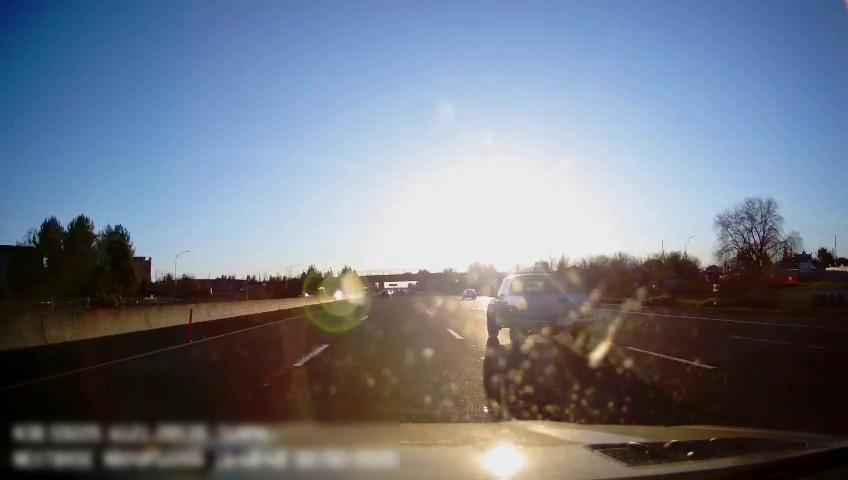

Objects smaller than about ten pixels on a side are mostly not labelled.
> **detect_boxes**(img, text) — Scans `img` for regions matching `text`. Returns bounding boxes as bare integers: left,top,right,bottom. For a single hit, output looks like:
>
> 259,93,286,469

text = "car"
462,288,477,300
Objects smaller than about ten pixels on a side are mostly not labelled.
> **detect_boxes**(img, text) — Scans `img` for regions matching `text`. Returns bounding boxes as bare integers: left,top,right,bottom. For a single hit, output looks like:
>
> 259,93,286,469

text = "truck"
486,272,593,345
